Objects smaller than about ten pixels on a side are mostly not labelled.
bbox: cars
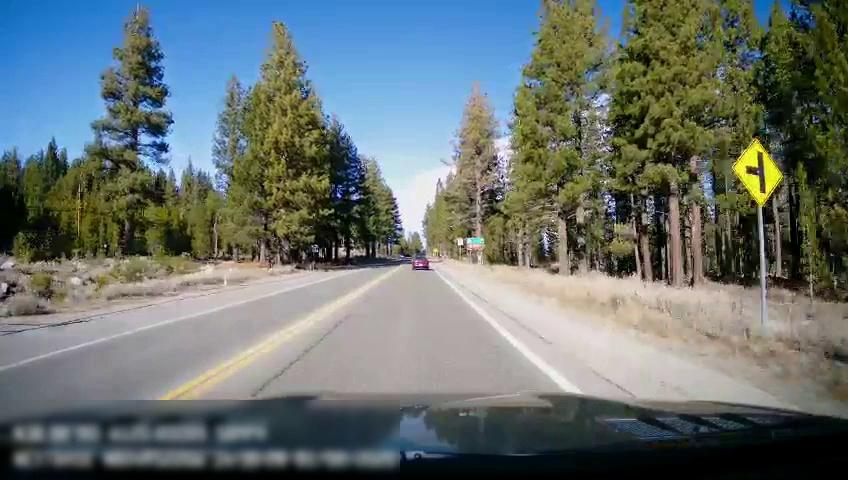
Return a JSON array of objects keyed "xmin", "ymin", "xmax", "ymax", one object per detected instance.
[{"xmin": 412, "ymin": 255, "xmax": 430, "ymax": 271}]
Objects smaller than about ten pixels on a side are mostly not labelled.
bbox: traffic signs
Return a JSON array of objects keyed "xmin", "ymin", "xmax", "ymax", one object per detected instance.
[
  {"xmin": 466, "ymin": 237, "xmax": 486, "ymax": 251},
  {"xmin": 731, "ymin": 136, "xmax": 785, "ymax": 208}
]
